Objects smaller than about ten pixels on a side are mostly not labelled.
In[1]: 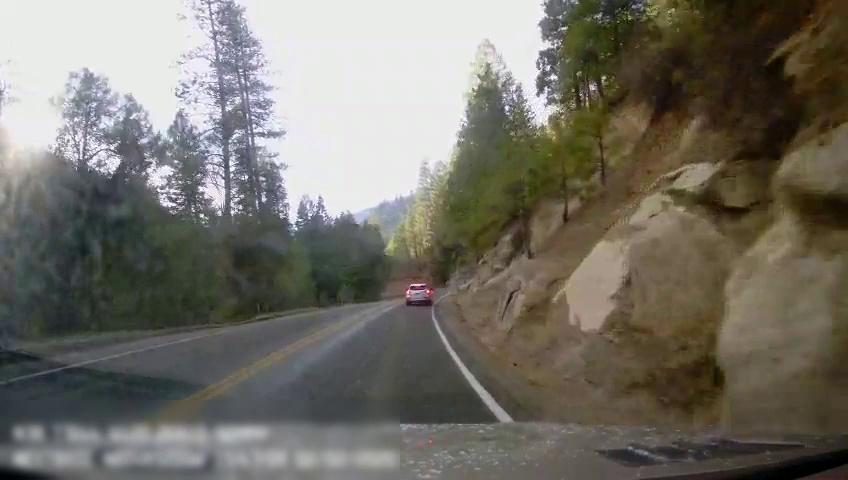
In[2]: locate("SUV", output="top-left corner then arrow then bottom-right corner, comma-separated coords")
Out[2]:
405,283 -> 433,306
